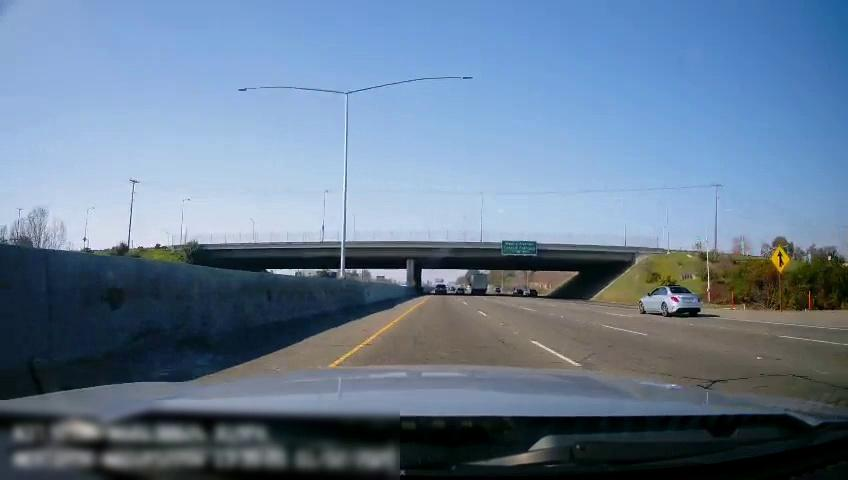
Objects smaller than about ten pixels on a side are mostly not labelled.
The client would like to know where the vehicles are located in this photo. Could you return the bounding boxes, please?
[434,284,447,295]
[525,288,538,296]
[471,274,487,295]
[512,288,524,295]
[639,285,701,317]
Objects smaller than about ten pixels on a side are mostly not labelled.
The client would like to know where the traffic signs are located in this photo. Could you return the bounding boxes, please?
[501,240,538,256]
[771,247,791,272]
